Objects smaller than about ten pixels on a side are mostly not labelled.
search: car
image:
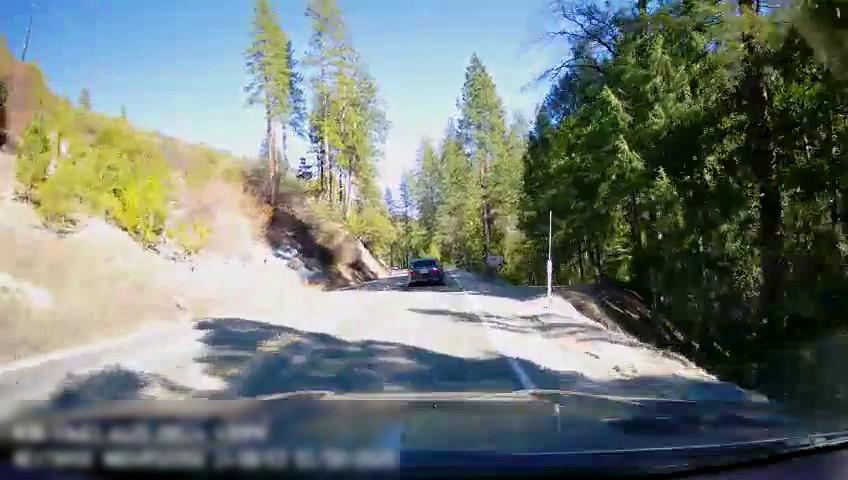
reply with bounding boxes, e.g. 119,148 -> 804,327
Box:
408,259 -> 445,287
